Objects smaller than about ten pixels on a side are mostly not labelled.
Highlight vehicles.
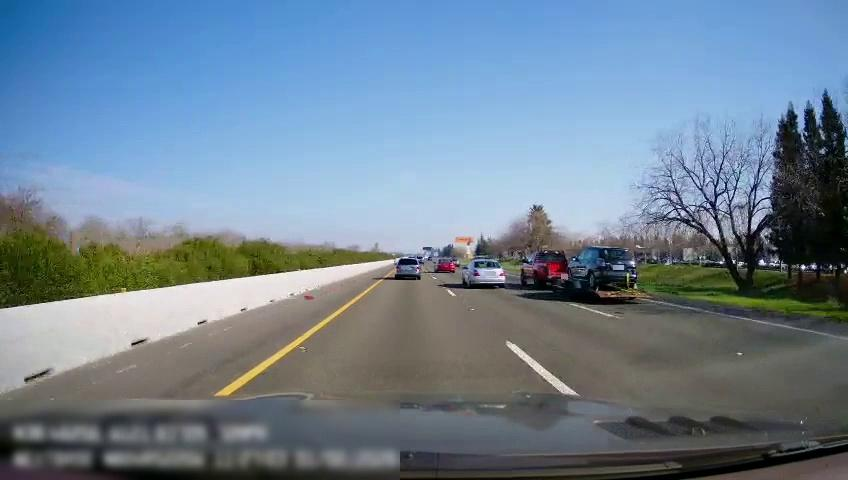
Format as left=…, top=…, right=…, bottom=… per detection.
left=461, top=259, right=507, bottom=290
left=416, top=255, right=425, bottom=266
left=435, top=257, right=456, bottom=273
left=394, top=257, right=422, bottom=279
